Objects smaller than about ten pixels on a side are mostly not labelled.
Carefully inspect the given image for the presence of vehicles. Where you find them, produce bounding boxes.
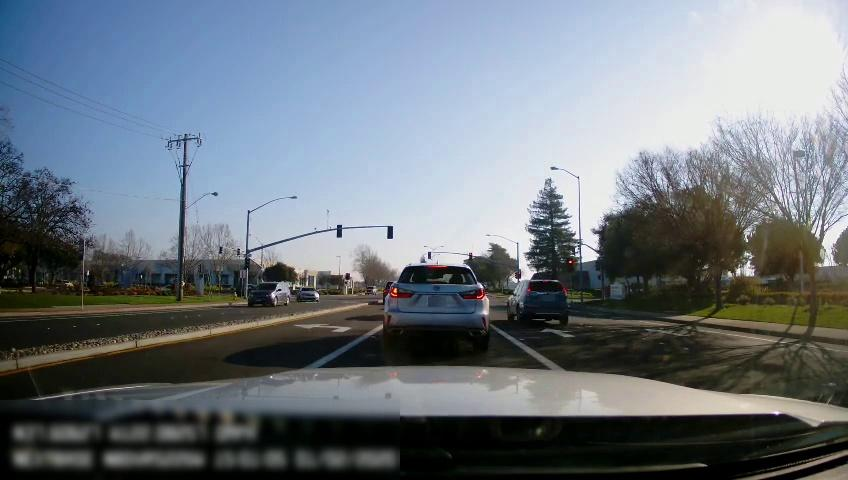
[384,264,490,351]
[505,279,569,326]
[382,280,396,305]
[296,287,320,303]
[248,281,291,308]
